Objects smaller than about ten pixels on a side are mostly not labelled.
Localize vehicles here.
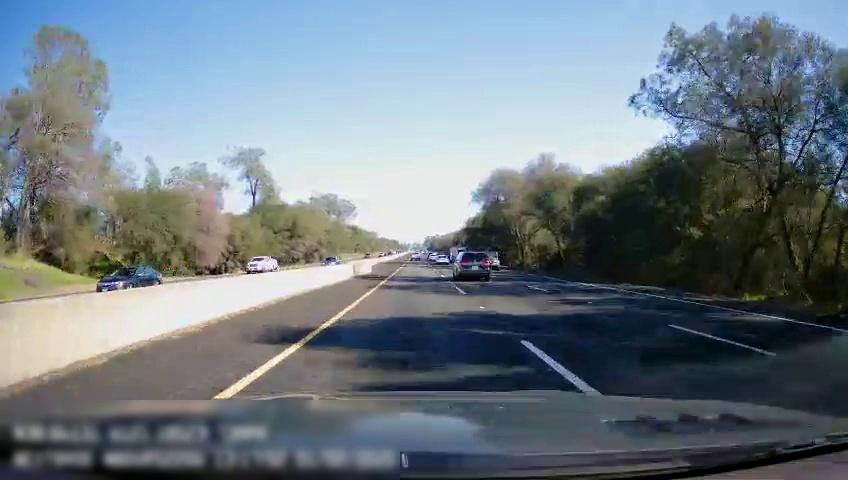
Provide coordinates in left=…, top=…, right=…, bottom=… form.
left=485, top=254, right=500, bottom=272
left=321, top=257, right=341, bottom=267
left=410, top=252, right=421, bottom=262
left=436, top=254, right=449, bottom=265
left=452, top=251, right=490, bottom=282
left=245, top=256, right=278, bottom=274
left=447, top=247, right=466, bottom=262
left=429, top=253, right=438, bottom=261
left=96, top=265, right=163, bottom=292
